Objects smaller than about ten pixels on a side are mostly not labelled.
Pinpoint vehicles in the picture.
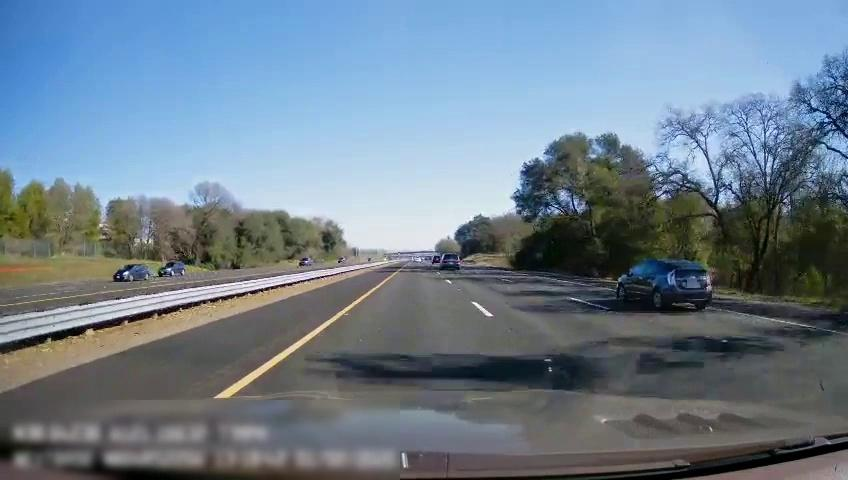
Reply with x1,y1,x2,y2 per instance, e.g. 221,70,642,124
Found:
439,254,460,271
614,258,712,313
112,263,152,282
157,261,186,277
298,256,313,267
